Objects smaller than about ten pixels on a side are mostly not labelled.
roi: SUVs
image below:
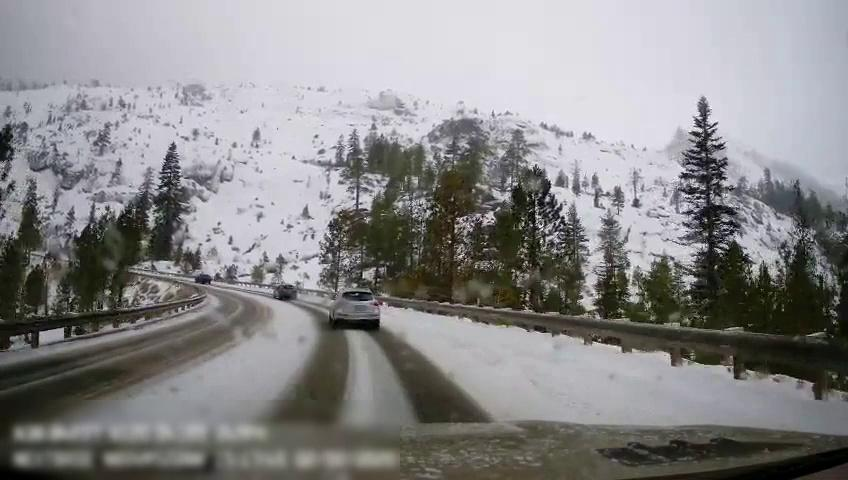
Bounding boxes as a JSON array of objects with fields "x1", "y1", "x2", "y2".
[{"x1": 328, "y1": 287, "x2": 381, "y2": 329}]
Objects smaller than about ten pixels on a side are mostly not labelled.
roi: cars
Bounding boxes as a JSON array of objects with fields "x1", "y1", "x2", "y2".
[
  {"x1": 273, "y1": 284, "x2": 297, "y2": 301},
  {"x1": 195, "y1": 274, "x2": 211, "y2": 285}
]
